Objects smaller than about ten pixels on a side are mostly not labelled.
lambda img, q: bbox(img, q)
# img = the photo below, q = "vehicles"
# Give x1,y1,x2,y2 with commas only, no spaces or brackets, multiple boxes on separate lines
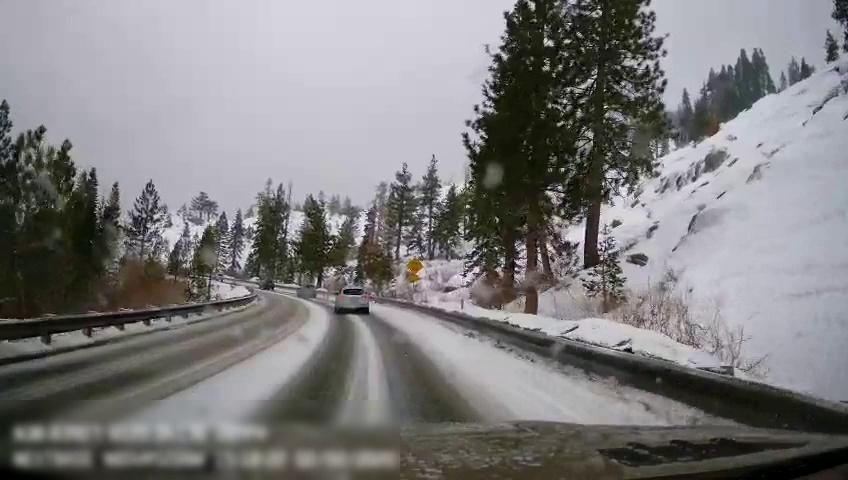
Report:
259,280,275,291
334,286,370,315
297,284,316,299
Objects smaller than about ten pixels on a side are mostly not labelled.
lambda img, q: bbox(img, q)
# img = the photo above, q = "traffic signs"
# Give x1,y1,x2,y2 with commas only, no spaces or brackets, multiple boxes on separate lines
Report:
406,258,423,273
408,275,419,282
